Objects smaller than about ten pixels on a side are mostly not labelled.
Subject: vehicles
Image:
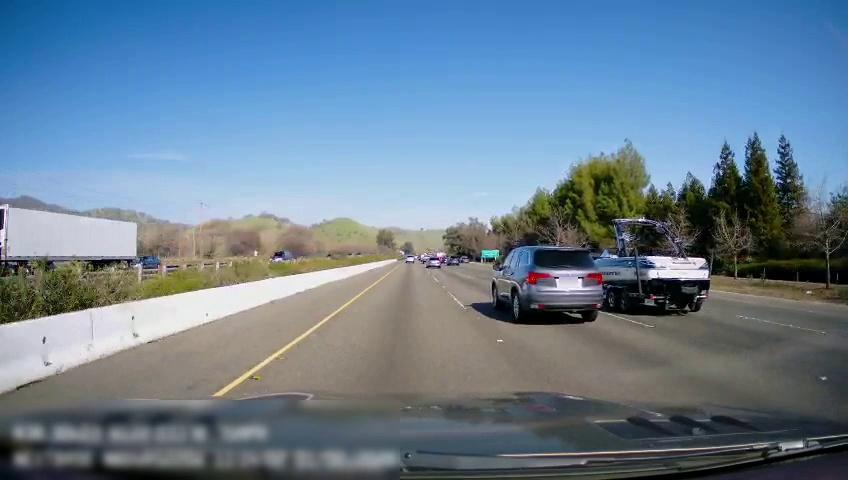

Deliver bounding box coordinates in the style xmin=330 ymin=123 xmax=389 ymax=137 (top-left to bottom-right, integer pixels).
xmin=436 ymin=251 xmax=446 ymax=263
xmin=446 ymin=254 xmax=460 ymax=266
xmin=490 ymin=244 xmax=607 ymax=323
xmin=269 ymin=250 xmax=291 ymax=264
xmin=456 ymin=255 xmax=470 ymax=264
xmin=425 ymin=256 xmax=442 ymax=269
xmin=590 ymin=215 xmax=712 ymax=317
xmin=128 ymin=255 xmax=162 ymax=270
xmin=0 ymin=205 xmax=138 ymax=277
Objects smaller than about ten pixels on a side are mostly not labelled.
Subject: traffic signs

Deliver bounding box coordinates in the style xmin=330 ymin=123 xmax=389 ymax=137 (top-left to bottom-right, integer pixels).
xmin=480 ymin=249 xmax=500 ymax=259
